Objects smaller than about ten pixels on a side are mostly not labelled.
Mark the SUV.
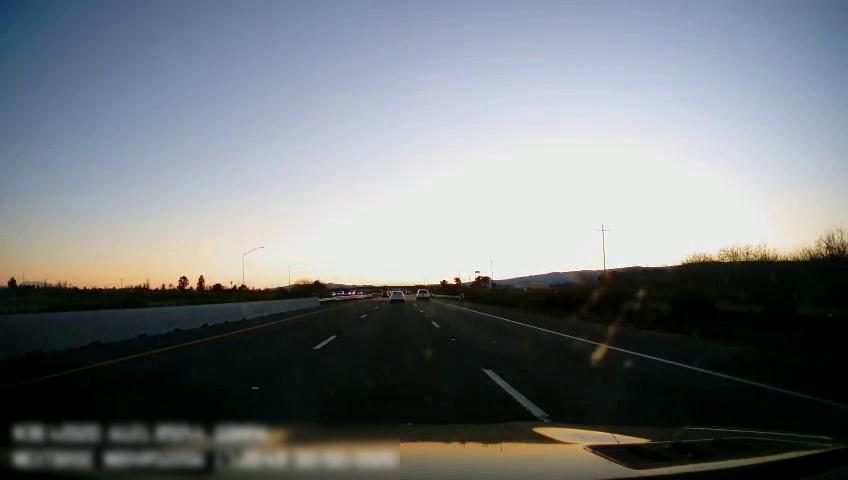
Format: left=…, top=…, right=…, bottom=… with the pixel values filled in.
left=416, top=289, right=431, bottom=302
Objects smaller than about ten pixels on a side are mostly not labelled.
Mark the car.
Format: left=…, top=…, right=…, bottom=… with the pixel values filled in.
left=389, top=290, right=405, bottom=304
